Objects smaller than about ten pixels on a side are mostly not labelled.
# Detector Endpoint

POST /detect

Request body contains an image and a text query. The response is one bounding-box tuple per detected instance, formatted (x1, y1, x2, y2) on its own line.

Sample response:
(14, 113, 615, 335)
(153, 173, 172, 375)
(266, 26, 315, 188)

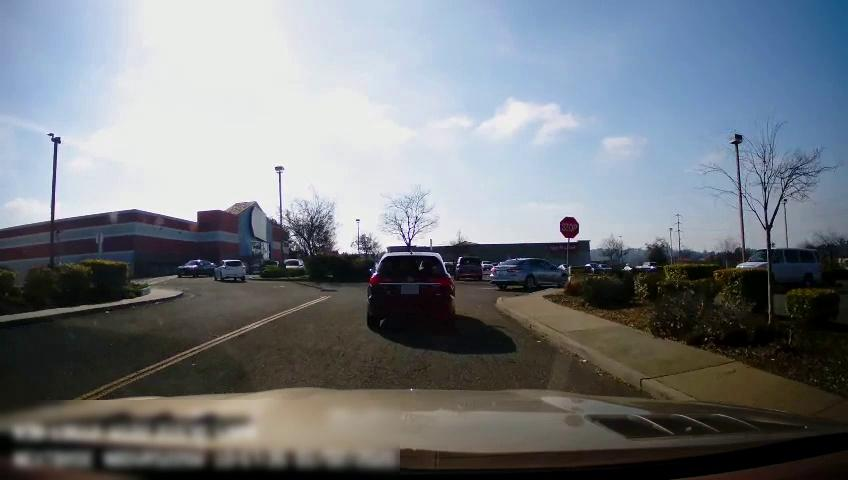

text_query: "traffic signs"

(559, 215, 580, 240)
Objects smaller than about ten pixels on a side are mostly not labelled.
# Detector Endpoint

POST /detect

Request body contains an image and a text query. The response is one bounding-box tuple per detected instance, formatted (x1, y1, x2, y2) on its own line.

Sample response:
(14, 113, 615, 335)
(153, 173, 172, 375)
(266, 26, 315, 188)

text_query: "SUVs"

(453, 256, 483, 281)
(364, 250, 456, 331)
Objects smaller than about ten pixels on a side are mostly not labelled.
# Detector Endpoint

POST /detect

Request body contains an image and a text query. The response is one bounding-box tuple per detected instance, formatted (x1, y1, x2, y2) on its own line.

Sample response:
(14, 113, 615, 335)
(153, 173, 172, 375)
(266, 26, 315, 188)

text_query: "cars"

(176, 260, 216, 278)
(213, 259, 247, 282)
(489, 257, 570, 292)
